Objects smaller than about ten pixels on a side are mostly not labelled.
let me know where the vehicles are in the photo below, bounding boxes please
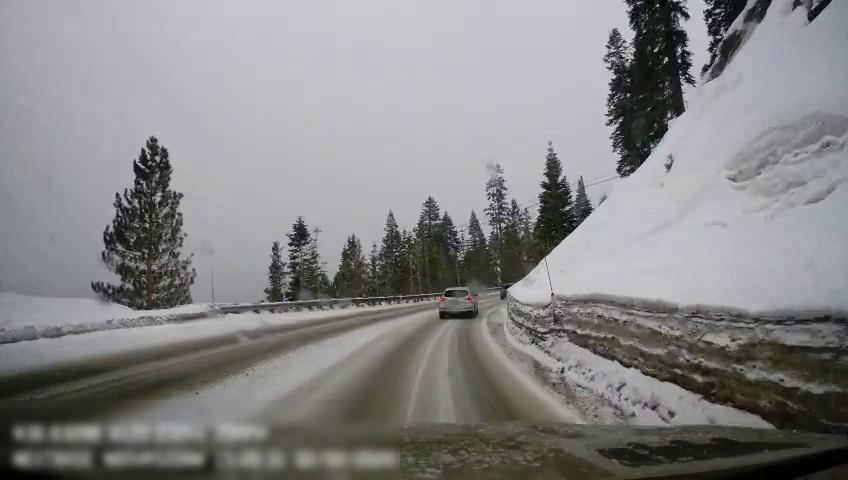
[439,286,480,320]
[499,282,517,300]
